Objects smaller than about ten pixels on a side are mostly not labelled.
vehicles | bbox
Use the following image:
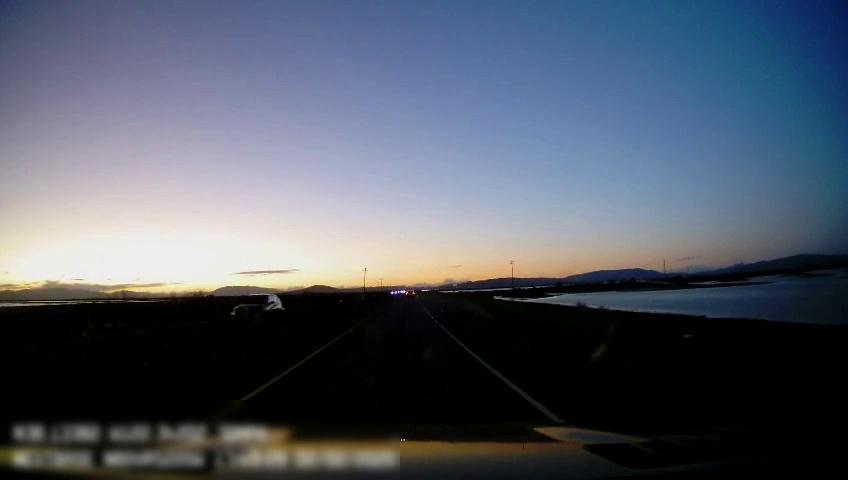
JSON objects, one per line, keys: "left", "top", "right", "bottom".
{"left": 405, "top": 289, "right": 416, "bottom": 297}
{"left": 230, "top": 293, "right": 286, "bottom": 318}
